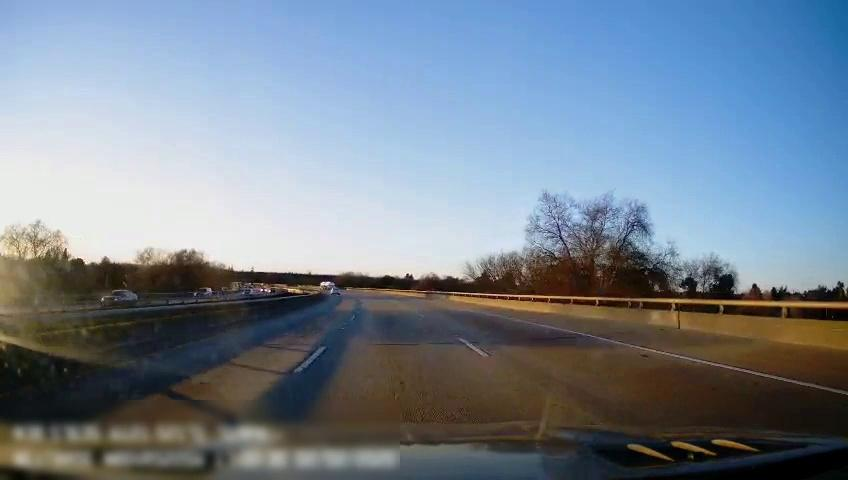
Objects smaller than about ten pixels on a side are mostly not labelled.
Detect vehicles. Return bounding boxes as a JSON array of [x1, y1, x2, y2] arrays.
[[100, 290, 139, 308], [320, 281, 335, 289], [330, 287, 341, 296], [194, 288, 213, 299]]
